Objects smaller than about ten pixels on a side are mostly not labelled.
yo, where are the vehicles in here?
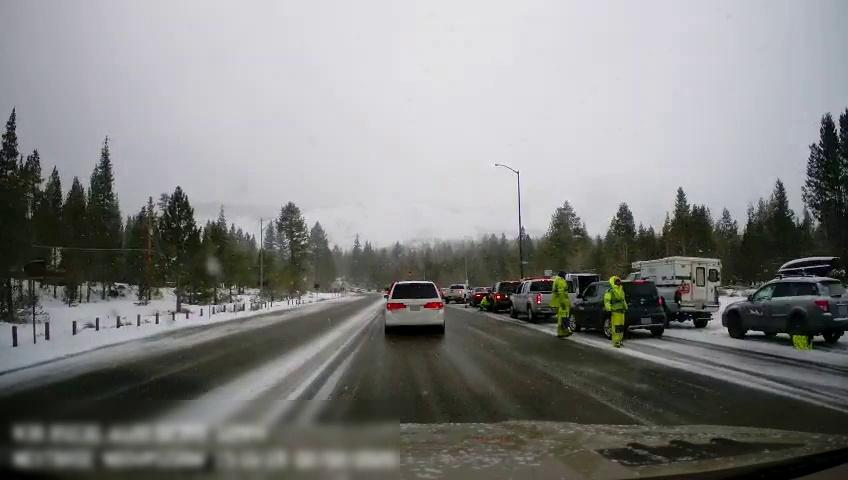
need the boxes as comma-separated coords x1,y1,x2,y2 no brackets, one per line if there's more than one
508,279,576,323
486,280,521,313
524,276,548,281
720,257,848,343
468,286,492,307
563,272,601,294
625,255,723,330
569,279,668,339
383,281,447,336
441,283,473,305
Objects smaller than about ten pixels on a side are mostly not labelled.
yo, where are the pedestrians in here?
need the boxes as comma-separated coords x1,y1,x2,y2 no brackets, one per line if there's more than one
480,296,489,311
552,269,573,337
603,275,629,349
